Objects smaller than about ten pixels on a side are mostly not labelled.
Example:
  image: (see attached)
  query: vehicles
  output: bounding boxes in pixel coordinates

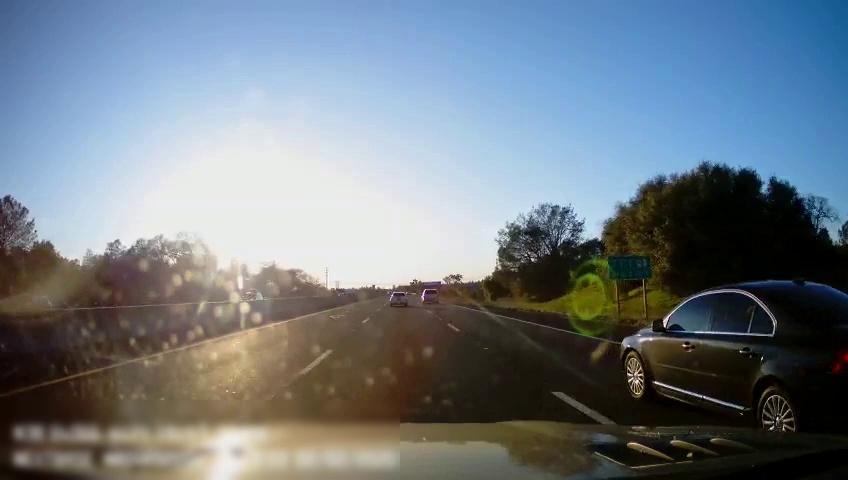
[619,280,848,434]
[421,288,440,304]
[237,291,264,301]
[14,296,53,312]
[389,291,409,308]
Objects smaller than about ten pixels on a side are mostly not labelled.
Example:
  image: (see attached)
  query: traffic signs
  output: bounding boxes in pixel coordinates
[606,255,653,281]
